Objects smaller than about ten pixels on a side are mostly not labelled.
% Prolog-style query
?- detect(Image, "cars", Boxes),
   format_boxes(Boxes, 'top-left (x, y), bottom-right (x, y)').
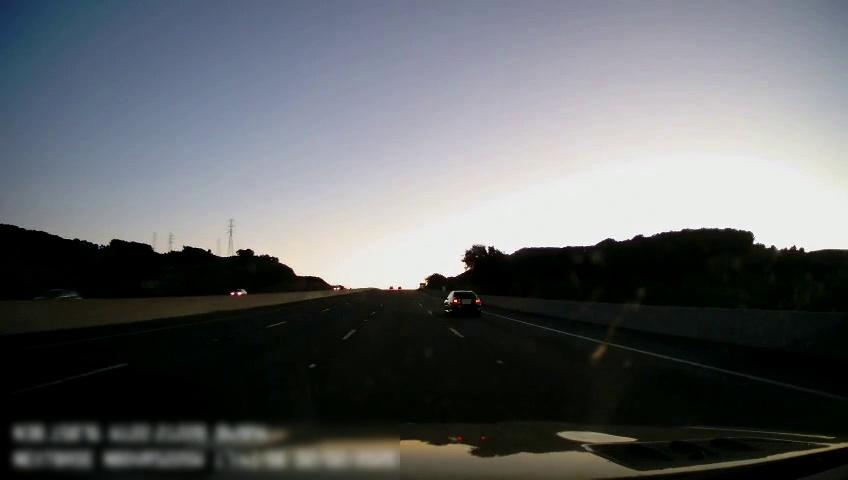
top-left (442, 290), bottom-right (482, 317)
top-left (34, 288), bottom-right (79, 301)
top-left (230, 289), bottom-right (248, 297)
